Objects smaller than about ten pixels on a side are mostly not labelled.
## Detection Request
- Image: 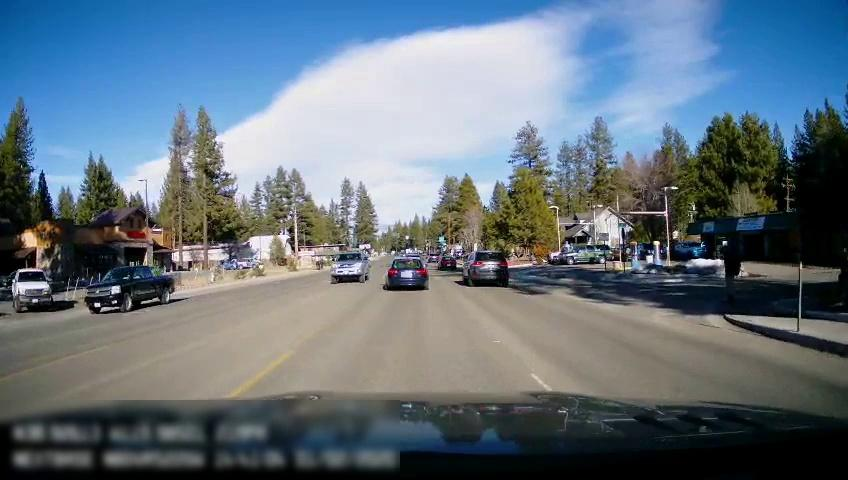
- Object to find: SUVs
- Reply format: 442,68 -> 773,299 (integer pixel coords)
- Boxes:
568,244 -> 611,263
462,249 -> 510,288
11,269 -> 54,313
333,254 -> 369,284
669,241 -> 707,259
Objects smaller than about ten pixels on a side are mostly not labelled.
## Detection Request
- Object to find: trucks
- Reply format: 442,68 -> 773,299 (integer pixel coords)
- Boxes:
86,264 -> 176,314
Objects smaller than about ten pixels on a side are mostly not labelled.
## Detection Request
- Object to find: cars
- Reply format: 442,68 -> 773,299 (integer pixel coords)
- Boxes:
387,257 -> 428,291
223,256 -> 263,271
436,254 -> 457,271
